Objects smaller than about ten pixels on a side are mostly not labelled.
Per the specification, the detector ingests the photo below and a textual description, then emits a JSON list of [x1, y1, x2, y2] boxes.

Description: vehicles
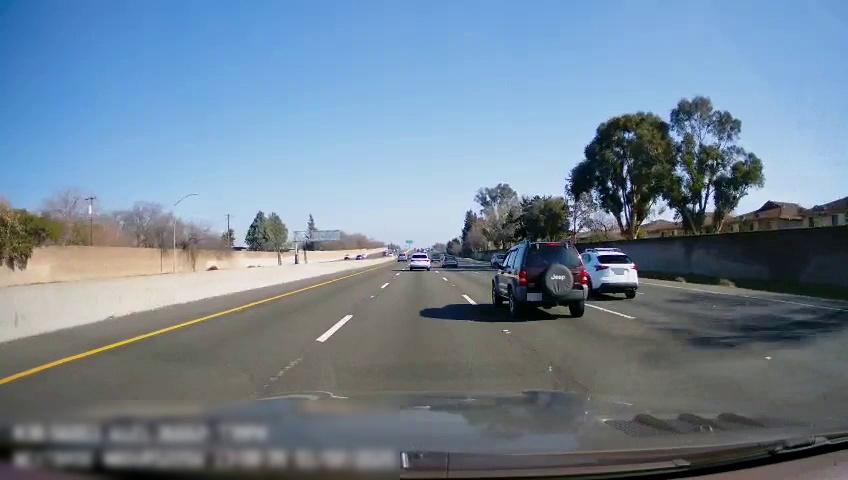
[[491, 242, 589, 319], [490, 254, 507, 267], [397, 252, 408, 263], [580, 251, 639, 300], [410, 252, 431, 271], [441, 255, 458, 269]]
